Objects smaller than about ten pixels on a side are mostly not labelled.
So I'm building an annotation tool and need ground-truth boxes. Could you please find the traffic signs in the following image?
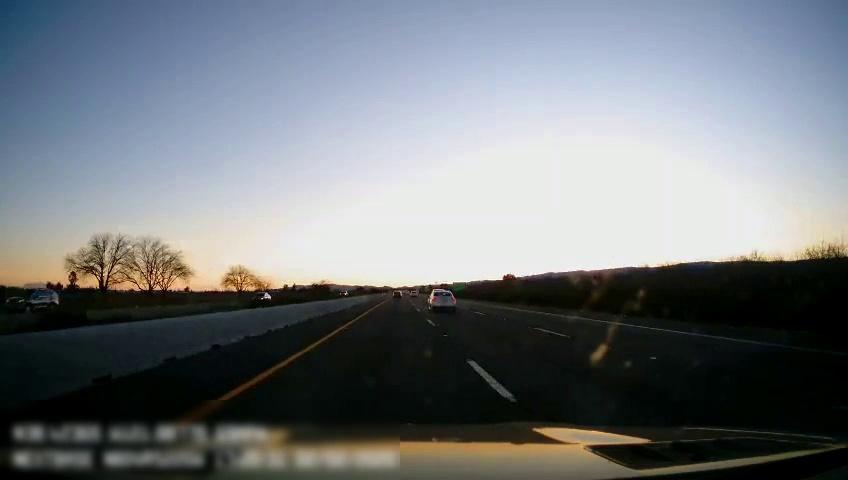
[453,281,467,292]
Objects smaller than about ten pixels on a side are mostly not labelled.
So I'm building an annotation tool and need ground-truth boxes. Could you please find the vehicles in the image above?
[4,287,60,314]
[251,292,272,302]
[428,289,457,313]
